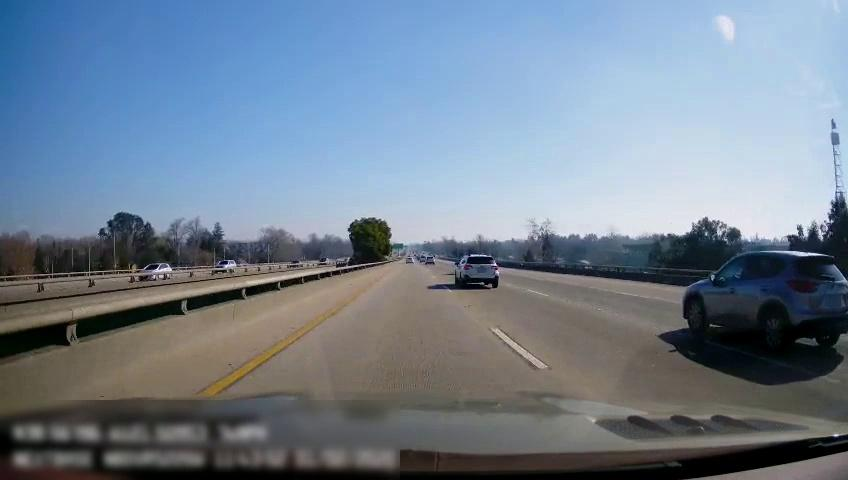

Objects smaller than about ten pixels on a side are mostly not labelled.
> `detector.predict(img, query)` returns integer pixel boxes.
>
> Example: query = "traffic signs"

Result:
[229,242,250,257]
[253,242,273,256]
[392,242,404,249]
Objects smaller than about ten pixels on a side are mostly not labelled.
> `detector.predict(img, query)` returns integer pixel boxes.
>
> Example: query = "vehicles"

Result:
[213,259,237,275]
[138,261,174,282]
[454,255,500,289]
[288,259,305,268]
[682,250,848,355]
